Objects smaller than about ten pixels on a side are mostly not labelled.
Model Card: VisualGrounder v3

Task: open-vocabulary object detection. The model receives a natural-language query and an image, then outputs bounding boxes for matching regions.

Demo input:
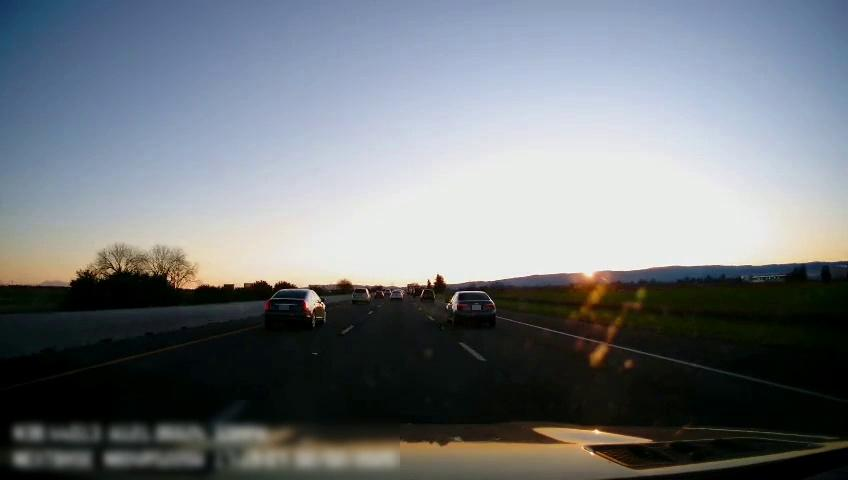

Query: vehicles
[390,290,403,301]
[373,290,384,299]
[407,283,414,294]
[351,287,372,304]
[412,287,424,298]
[420,288,436,302]
[444,290,497,329]
[264,288,327,330]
